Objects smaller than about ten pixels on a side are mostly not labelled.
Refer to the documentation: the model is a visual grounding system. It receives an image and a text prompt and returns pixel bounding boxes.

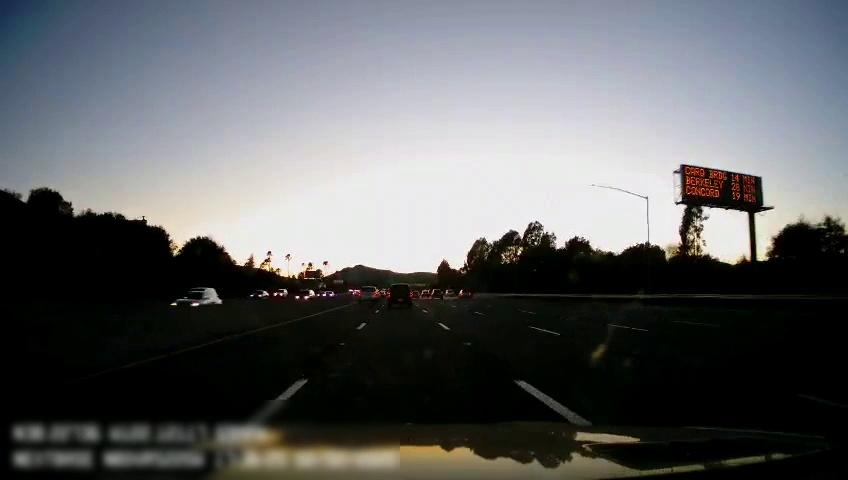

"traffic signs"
[679,163,765,211]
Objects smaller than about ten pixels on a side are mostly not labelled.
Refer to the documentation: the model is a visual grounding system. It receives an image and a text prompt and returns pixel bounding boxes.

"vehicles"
[294,289,316,301]
[273,288,288,298]
[249,290,269,300]
[170,290,223,308]
[386,282,415,308]
[357,285,378,303]
[458,289,472,300]
[430,288,443,299]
